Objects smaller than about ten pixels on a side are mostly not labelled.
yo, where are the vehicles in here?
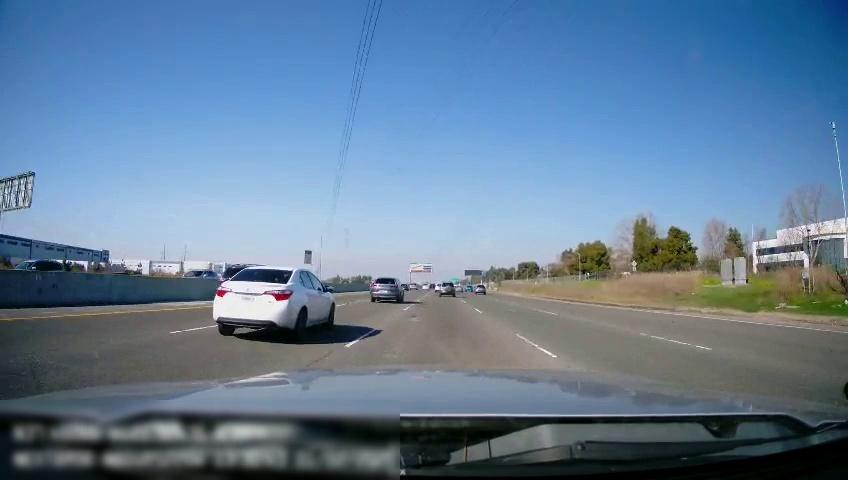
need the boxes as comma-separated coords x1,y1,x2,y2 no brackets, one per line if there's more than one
370,277,404,303
438,282,456,297
12,258,67,273
474,284,486,295
216,263,259,284
182,268,218,280
435,283,444,293
213,266,337,337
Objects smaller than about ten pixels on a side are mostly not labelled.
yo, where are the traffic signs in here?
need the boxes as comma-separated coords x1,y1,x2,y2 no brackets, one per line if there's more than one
303,249,313,265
